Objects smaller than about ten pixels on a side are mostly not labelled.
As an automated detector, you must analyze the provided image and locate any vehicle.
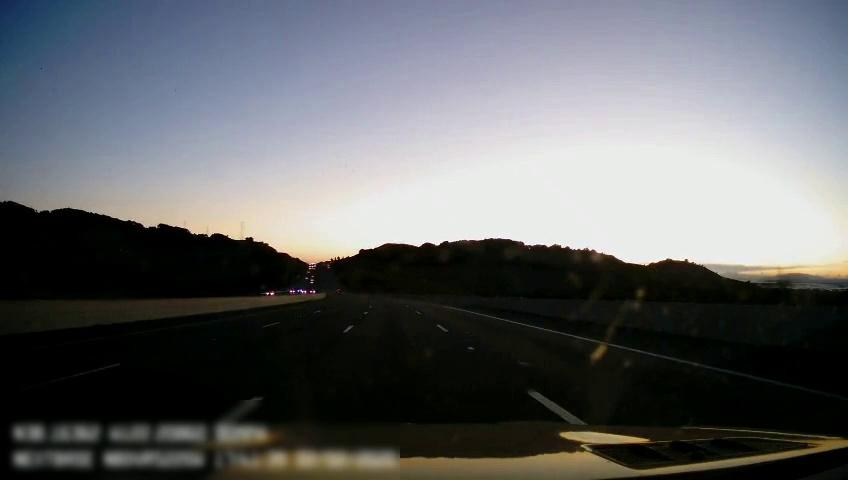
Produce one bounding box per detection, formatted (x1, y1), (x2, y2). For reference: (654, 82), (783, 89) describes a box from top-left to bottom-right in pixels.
(265, 290), (275, 296)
